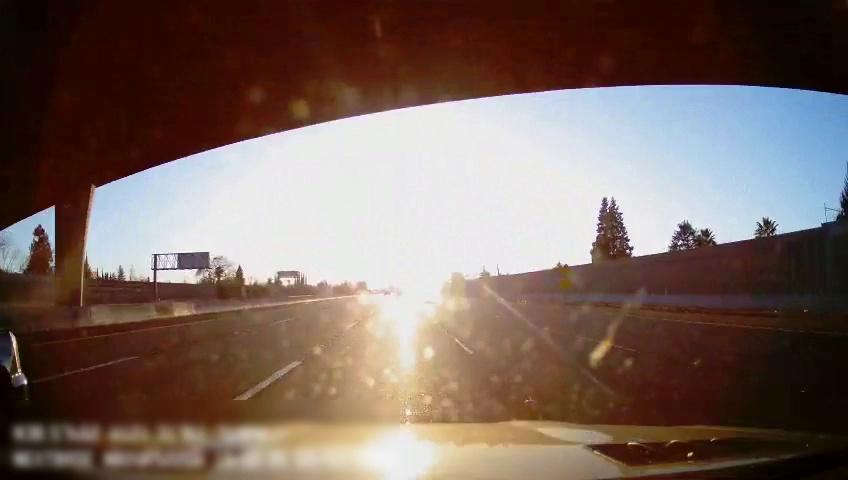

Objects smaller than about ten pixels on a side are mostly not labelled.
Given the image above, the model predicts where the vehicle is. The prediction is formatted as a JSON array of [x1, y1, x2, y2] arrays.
[[0, 323, 30, 422]]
